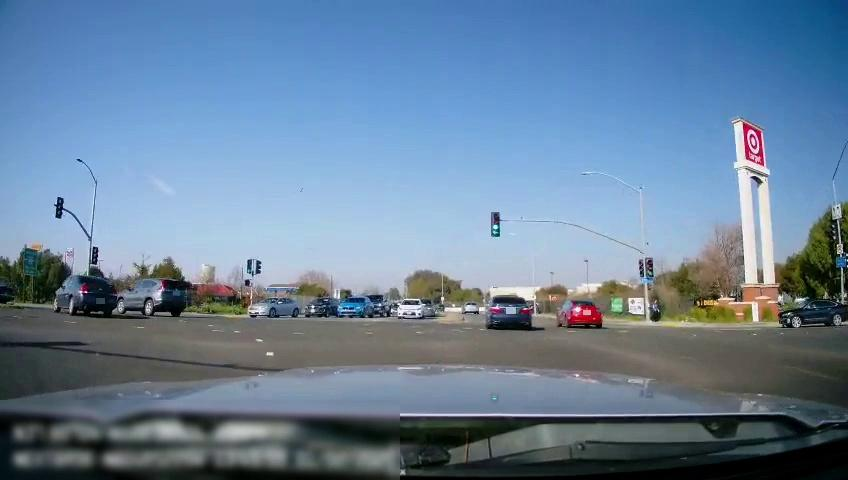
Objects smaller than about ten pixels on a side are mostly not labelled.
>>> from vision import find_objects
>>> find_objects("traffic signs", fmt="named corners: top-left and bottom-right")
top-left (835, 255), bottom-right (848, 269)
top-left (835, 242), bottom-right (844, 255)
top-left (20, 247), bottom-right (37, 277)
top-left (640, 277), bottom-right (656, 285)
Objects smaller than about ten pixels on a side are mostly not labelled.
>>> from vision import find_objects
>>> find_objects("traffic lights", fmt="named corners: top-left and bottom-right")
top-left (842, 251), bottom-right (848, 269)
top-left (246, 258), bottom-right (254, 275)
top-left (830, 222), bottom-right (839, 242)
top-left (638, 257), bottom-right (645, 279)
top-left (489, 210), bottom-right (503, 239)
top-left (54, 196), bottom-right (65, 220)
top-left (645, 256), bottom-right (656, 280)
top-left (253, 258), bottom-right (263, 275)
top-left (88, 246), bottom-right (99, 266)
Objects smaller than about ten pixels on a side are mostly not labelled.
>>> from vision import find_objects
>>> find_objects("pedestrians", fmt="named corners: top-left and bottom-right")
top-left (651, 299), bottom-right (661, 323)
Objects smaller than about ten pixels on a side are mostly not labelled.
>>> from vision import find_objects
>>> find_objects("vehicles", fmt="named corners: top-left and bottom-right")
top-left (365, 294), bottom-right (392, 318)
top-left (386, 302), bottom-right (401, 314)
top-left (462, 300), bottom-right (480, 315)
top-left (336, 295), bottom-right (375, 319)
top-left (484, 294), bottom-right (533, 330)
top-left (52, 273), bottom-right (118, 318)
top-left (116, 278), bottom-right (186, 317)
top-left (418, 298), bottom-right (434, 318)
top-left (556, 299), bottom-right (604, 329)
top-left (397, 298), bottom-right (426, 320)
top-left (428, 303), bottom-right (440, 317)
top-left (0, 281), bottom-right (18, 305)
top-left (303, 297), bottom-right (340, 319)
top-left (777, 296), bottom-right (848, 329)
top-left (247, 295), bottom-right (302, 319)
